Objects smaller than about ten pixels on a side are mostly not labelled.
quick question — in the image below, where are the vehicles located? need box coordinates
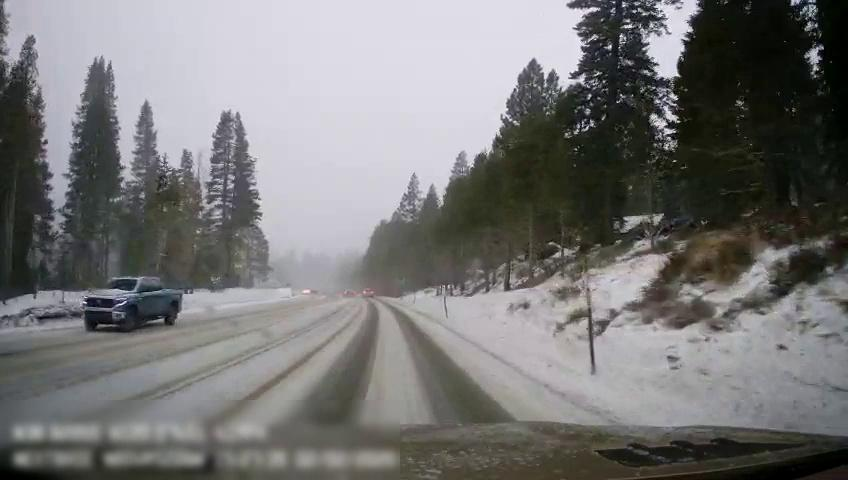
[362,288,375,299]
[342,288,354,297]
[82,276,182,332]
